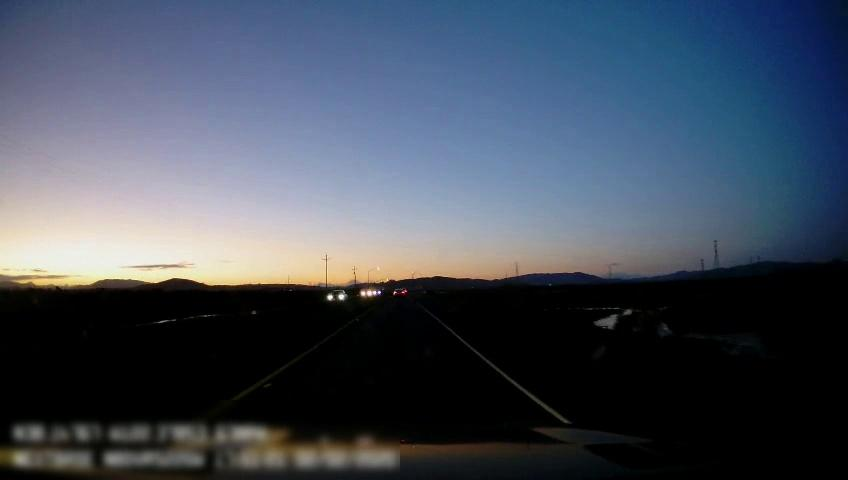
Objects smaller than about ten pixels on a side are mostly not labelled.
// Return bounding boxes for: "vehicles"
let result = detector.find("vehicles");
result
[326,290,349,305]
[359,288,373,299]
[393,288,408,298]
